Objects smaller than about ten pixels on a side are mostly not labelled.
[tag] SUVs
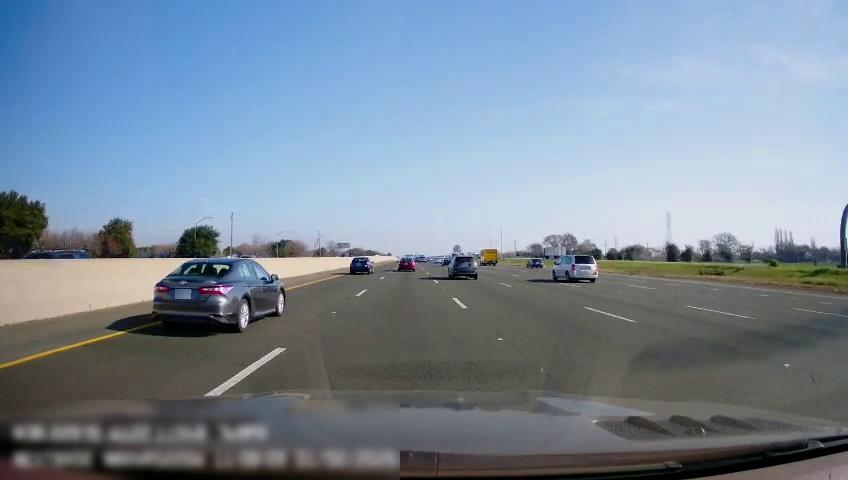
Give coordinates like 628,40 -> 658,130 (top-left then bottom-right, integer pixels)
349,257 -> 374,275
447,255 -> 478,281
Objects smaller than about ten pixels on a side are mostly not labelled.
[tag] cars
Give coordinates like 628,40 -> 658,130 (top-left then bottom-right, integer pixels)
526,259 -> 544,269
150,257 -> 287,333
396,257 -> 417,273
10,247 -> 101,260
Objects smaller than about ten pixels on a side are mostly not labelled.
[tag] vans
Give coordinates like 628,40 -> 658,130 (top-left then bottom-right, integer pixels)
551,253 -> 598,283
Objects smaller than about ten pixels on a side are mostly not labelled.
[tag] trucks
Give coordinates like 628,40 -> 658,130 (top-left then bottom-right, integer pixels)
543,246 -> 566,260
478,248 -> 498,267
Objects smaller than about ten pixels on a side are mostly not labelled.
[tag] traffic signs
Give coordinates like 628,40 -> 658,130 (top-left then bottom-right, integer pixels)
335,242 -> 350,249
